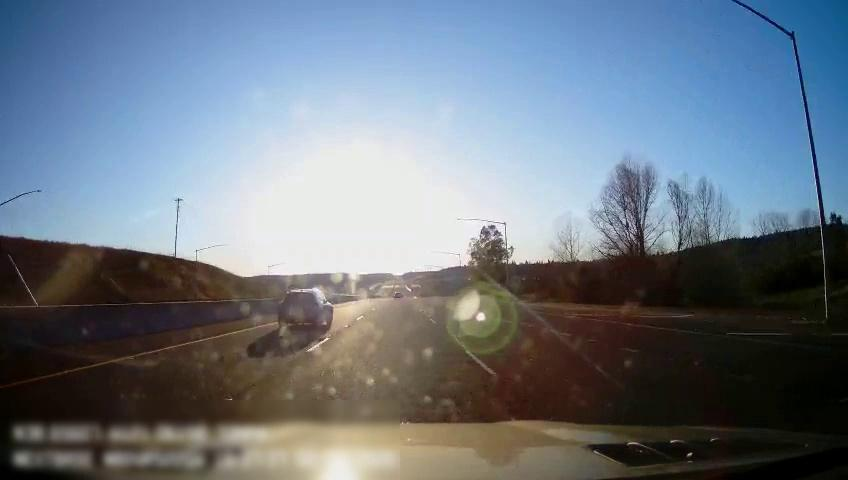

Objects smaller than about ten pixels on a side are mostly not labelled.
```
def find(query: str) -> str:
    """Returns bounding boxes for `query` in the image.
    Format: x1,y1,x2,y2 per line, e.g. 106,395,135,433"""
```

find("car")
276,288,335,334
